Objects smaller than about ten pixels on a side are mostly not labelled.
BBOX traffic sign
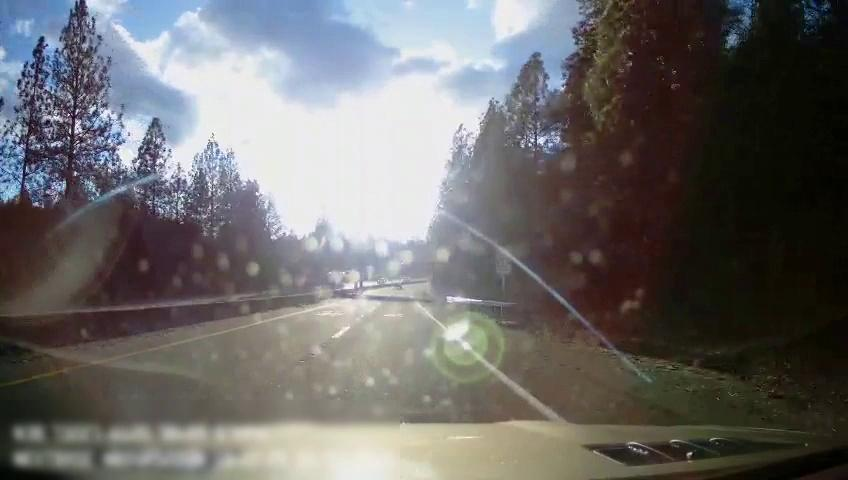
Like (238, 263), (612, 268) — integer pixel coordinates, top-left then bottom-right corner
(495, 249), (511, 275)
